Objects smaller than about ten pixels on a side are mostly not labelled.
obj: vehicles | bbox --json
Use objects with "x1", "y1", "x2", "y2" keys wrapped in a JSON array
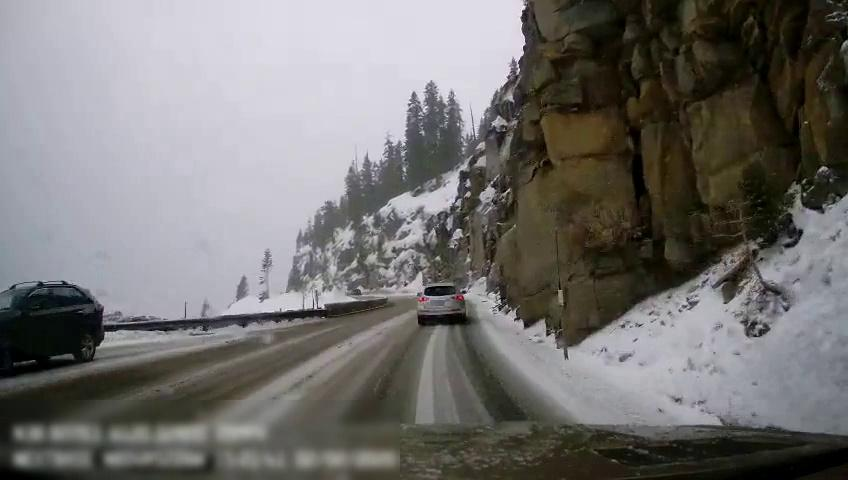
[
  {"x1": 347, "y1": 288, "x2": 361, "y2": 296},
  {"x1": 0, "y1": 285, "x2": 105, "y2": 379},
  {"x1": 416, "y1": 283, "x2": 468, "y2": 327}
]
